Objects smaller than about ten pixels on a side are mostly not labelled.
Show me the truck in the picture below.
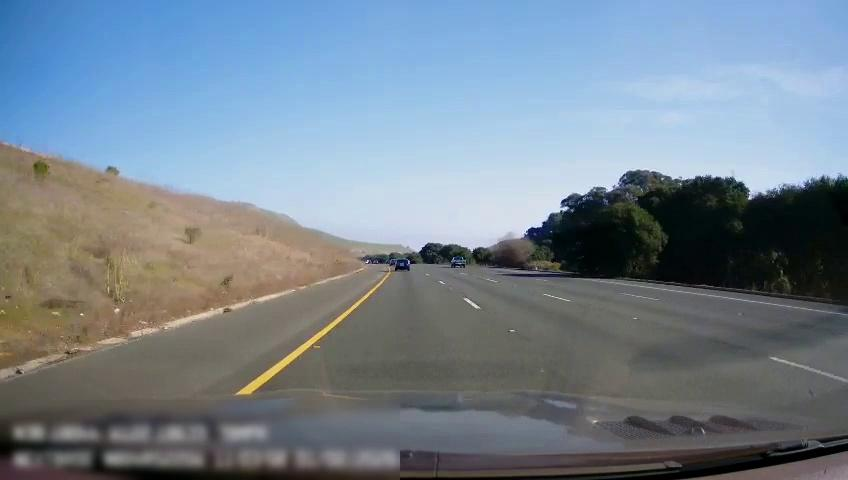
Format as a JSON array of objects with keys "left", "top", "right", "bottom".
[{"left": 450, "top": 255, "right": 467, "bottom": 269}]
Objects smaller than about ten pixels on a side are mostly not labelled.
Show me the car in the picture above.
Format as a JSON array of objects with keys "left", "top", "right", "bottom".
[{"left": 394, "top": 258, "right": 411, "bottom": 272}]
